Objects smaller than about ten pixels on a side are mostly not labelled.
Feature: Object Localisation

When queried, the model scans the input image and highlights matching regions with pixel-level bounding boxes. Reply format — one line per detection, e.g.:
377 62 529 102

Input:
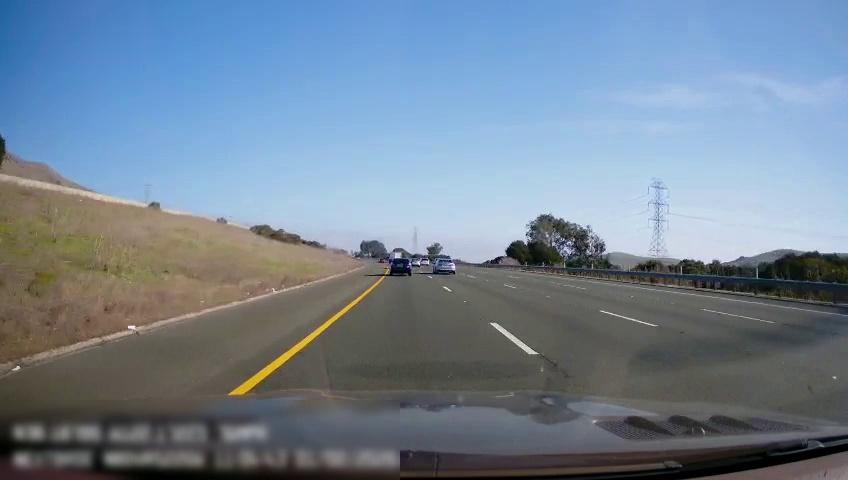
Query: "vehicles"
389 252 402 263
419 258 430 266
408 258 421 268
433 259 456 275
390 259 411 276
